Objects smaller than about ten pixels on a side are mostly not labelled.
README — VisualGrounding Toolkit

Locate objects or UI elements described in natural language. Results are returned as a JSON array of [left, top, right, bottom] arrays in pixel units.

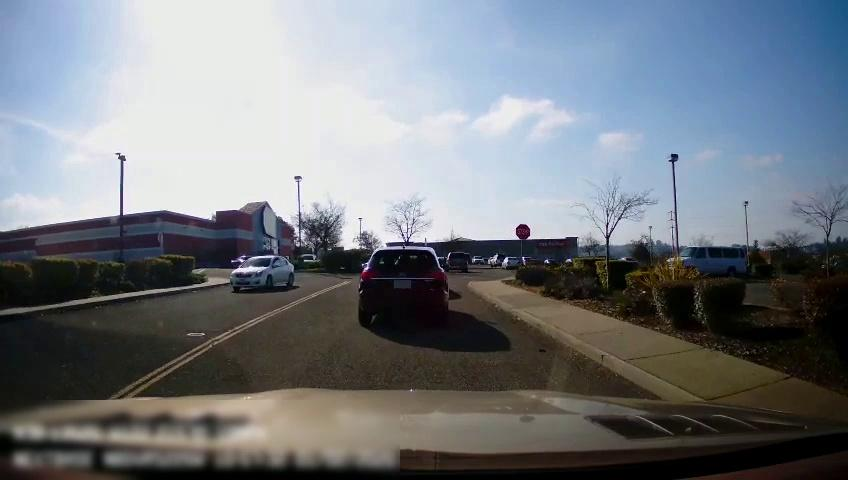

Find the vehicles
[[230, 256, 249, 267], [356, 246, 449, 327], [231, 255, 296, 293], [501, 256, 519, 270], [445, 251, 468, 272]]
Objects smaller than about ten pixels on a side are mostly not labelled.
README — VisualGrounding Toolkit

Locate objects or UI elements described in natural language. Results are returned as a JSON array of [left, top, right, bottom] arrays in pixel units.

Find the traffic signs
[[515, 222, 532, 241]]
